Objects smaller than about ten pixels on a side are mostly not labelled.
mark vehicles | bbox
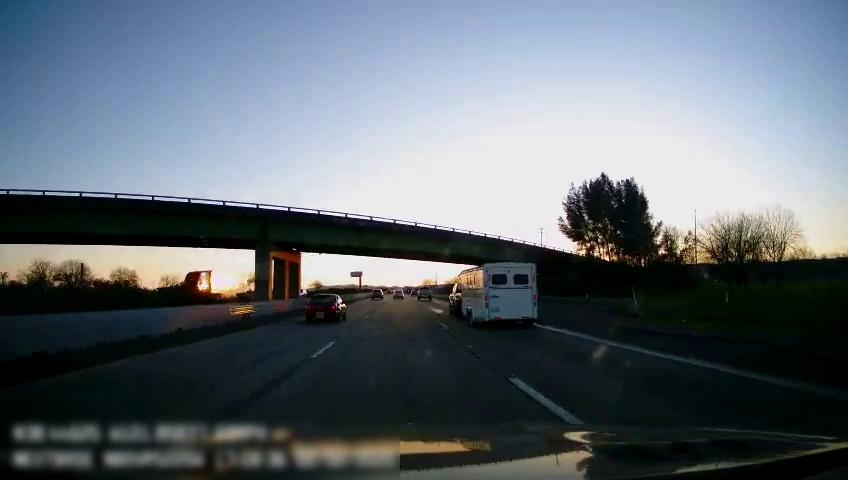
[456,261,539,328]
[416,286,434,301]
[393,289,405,300]
[305,293,348,324]
[448,282,462,317]
[371,288,384,300]
[183,270,245,303]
